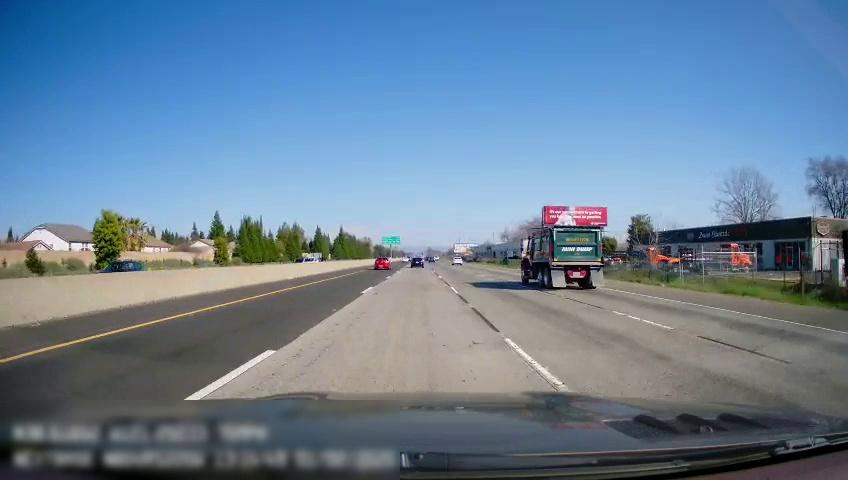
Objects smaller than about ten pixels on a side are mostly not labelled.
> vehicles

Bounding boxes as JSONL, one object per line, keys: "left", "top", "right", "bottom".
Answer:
{"left": 300, "top": 256, "right": 322, "bottom": 264}
{"left": 374, "top": 256, "right": 392, "bottom": 271}
{"left": 99, "top": 260, "right": 145, "bottom": 274}
{"left": 451, "top": 256, "right": 463, "bottom": 266}
{"left": 410, "top": 257, "right": 424, "bottom": 269}
{"left": 293, "top": 258, "right": 307, "bottom": 264}
{"left": 520, "top": 224, "right": 606, "bottom": 290}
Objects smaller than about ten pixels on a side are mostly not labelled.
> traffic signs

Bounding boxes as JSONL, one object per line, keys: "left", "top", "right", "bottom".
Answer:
{"left": 384, "top": 235, "right": 400, "bottom": 244}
